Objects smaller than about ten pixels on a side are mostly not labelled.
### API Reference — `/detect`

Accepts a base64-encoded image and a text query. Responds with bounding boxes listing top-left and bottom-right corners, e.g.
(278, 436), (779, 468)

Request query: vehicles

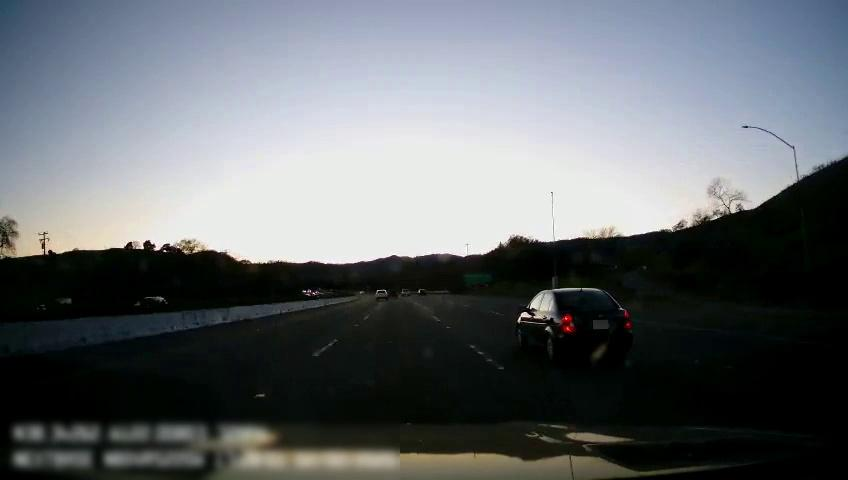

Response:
(134, 296), (168, 309)
(516, 288), (633, 367)
(375, 290), (388, 301)
(36, 296), (73, 311)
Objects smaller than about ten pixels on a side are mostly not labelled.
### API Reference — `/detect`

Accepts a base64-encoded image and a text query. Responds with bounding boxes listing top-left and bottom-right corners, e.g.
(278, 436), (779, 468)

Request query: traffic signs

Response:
(464, 274), (490, 284)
